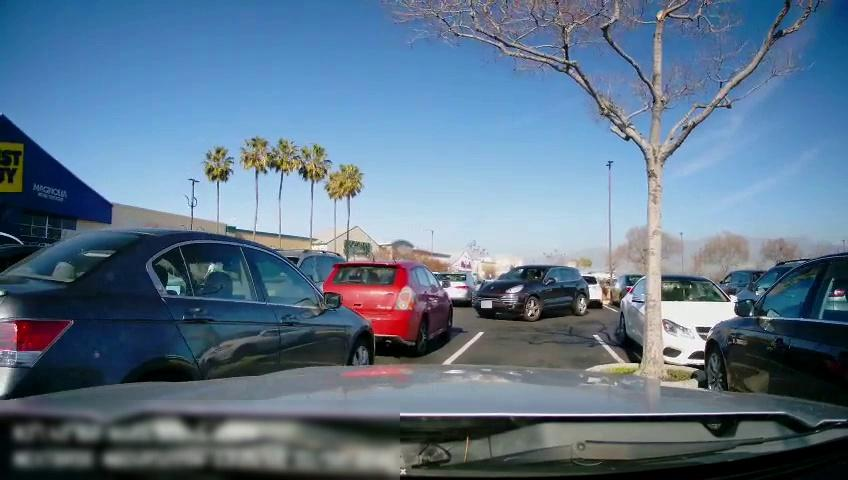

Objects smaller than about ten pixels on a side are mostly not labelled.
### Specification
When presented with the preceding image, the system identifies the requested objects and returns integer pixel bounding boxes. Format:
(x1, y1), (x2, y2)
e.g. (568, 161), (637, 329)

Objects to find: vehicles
(730, 257), (848, 334)
(567, 273), (603, 309)
(0, 228), (376, 402)
(702, 251), (848, 407)
(0, 249), (57, 291)
(617, 272), (770, 367)
(608, 272), (648, 307)
(431, 271), (481, 307)
(312, 261), (454, 357)
(470, 263), (591, 323)
(712, 270), (784, 301)
(242, 248), (352, 301)
(0, 231), (37, 261)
